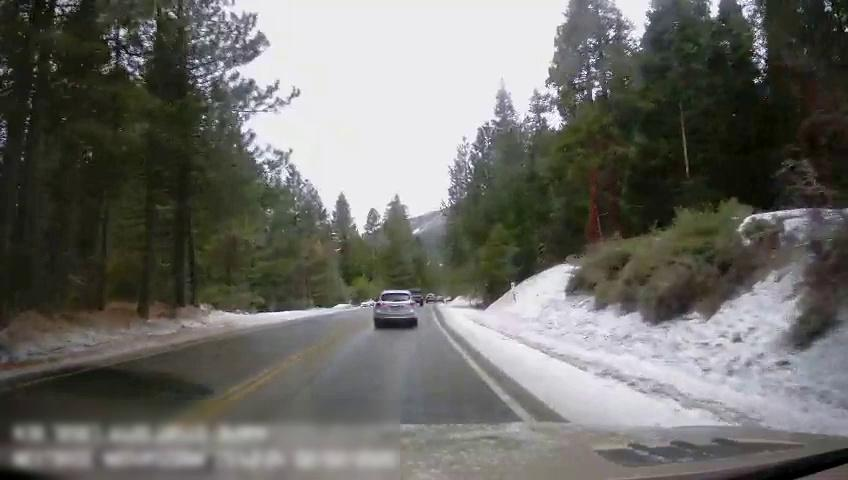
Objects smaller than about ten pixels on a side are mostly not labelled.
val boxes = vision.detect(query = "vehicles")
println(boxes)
[425,292,437,303]
[408,289,424,306]
[360,299,376,308]
[374,290,418,328]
